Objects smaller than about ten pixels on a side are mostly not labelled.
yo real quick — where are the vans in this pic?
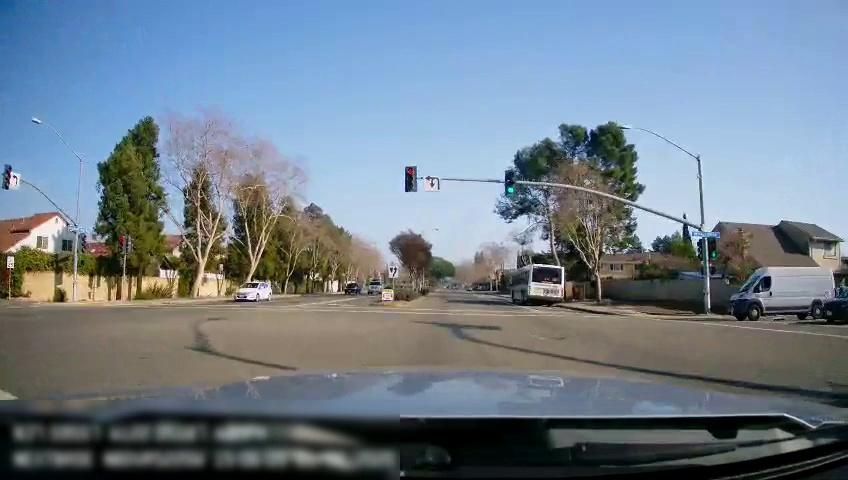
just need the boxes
[728,267,835,322]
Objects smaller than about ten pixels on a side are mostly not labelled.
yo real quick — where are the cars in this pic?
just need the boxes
[234,281,272,302]
[345,282,361,294]
[823,288,848,323]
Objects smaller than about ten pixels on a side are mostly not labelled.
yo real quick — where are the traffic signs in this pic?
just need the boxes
[425,176,440,192]
[692,231,720,239]
[389,266,399,278]
[11,174,20,185]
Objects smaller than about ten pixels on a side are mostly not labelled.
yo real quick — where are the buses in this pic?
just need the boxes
[511,263,564,306]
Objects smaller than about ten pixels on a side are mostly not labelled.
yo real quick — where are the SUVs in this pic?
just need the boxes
[368,281,384,294]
